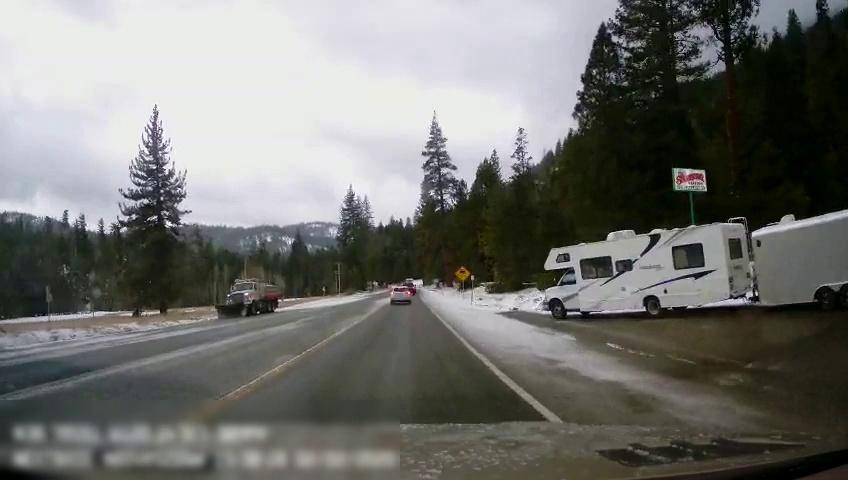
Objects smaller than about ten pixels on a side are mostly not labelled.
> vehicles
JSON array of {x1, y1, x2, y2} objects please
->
[
  {"x1": 543, "y1": 209, "x2": 848, "y2": 320},
  {"x1": 402, "y1": 283, "x2": 415, "y2": 295},
  {"x1": 213, "y1": 279, "x2": 279, "y2": 317},
  {"x1": 391, "y1": 286, "x2": 412, "y2": 305}
]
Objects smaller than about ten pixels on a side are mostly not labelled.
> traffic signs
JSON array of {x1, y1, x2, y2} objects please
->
[{"x1": 455, "y1": 266, "x2": 470, "y2": 280}]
